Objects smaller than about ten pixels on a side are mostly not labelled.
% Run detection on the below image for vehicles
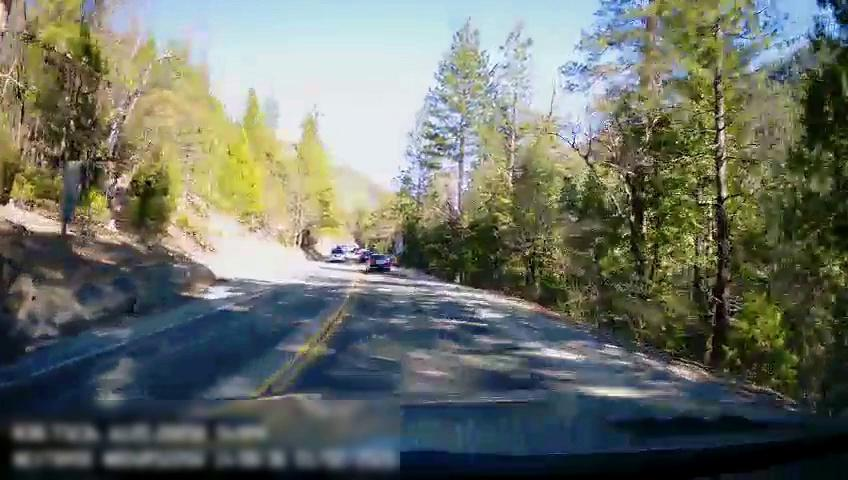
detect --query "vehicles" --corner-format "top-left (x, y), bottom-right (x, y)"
top-left (359, 249), bottom-right (377, 263)
top-left (328, 245), bottom-right (345, 263)
top-left (366, 253), bottom-right (393, 273)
